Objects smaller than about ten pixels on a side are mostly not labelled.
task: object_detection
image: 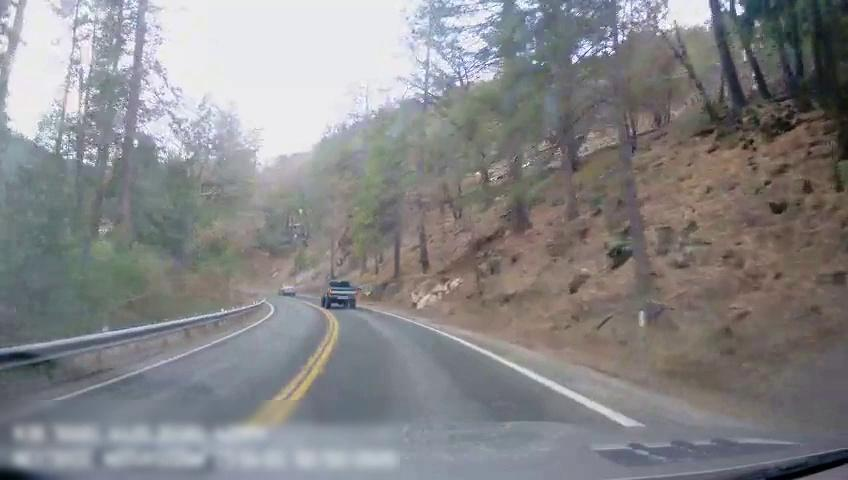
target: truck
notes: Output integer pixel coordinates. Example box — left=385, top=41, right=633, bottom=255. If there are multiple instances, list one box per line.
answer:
left=320, top=279, right=357, bottom=310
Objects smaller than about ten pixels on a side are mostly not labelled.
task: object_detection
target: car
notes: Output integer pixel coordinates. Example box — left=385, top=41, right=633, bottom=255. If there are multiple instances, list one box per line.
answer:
left=277, top=284, right=295, bottom=296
